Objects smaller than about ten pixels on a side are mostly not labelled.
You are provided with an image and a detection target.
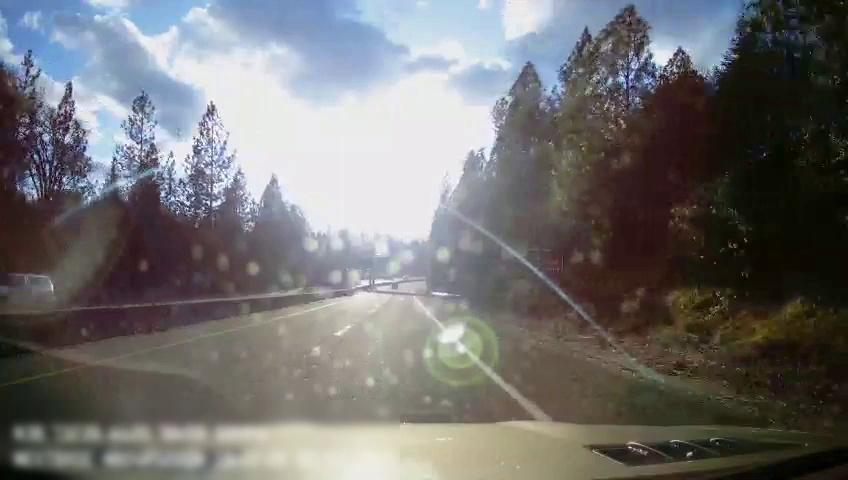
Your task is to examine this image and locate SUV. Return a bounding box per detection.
[0,273,54,314]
